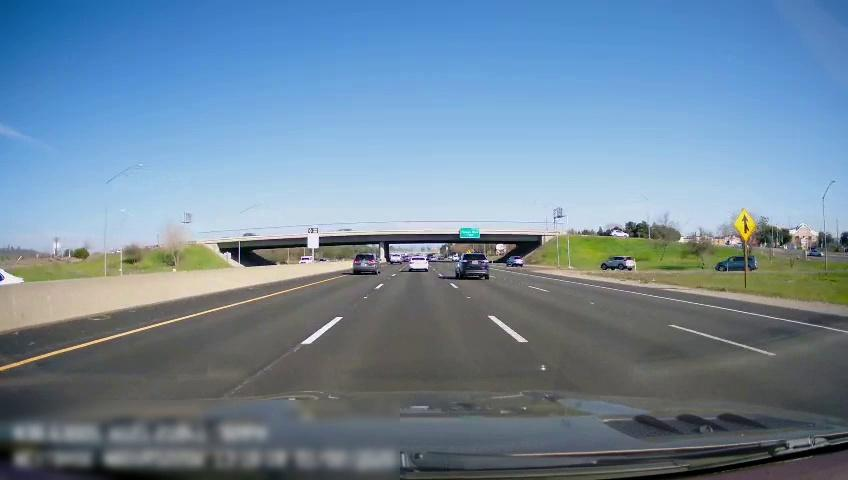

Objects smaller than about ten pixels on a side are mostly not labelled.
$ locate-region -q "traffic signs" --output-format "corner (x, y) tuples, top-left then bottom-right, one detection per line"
(735, 208), (757, 240)
(307, 227), (320, 248)
(459, 226), (480, 239)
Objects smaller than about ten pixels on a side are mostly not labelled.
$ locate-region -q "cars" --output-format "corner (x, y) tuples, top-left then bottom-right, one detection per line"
(409, 257), (429, 273)
(0, 267), (24, 286)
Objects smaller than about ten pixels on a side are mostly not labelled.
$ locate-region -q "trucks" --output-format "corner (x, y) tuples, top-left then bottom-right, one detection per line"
(390, 253), (403, 265)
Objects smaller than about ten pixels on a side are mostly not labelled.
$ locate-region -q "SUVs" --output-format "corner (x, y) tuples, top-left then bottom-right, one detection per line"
(455, 252), (490, 280)
(505, 255), (524, 268)
(599, 255), (636, 271)
(352, 252), (382, 275)
(714, 256), (759, 272)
